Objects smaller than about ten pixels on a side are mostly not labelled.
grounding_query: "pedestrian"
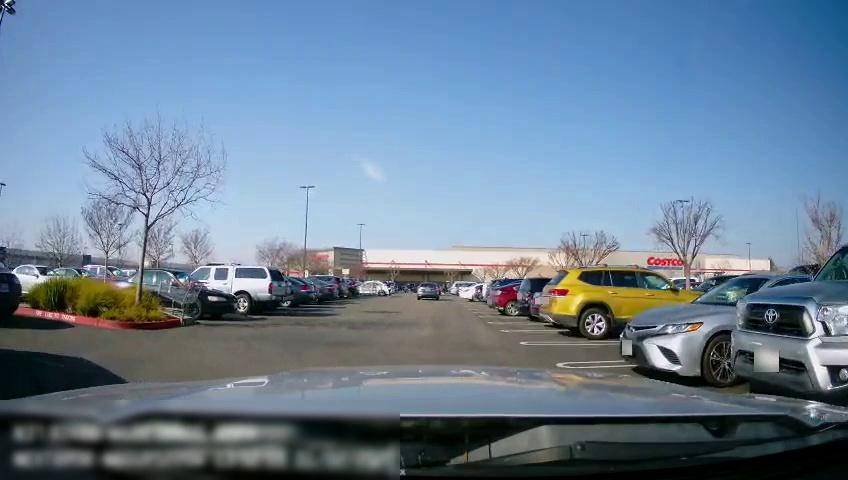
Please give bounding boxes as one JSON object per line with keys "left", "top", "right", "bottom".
{"left": 349, "top": 278, "right": 358, "bottom": 298}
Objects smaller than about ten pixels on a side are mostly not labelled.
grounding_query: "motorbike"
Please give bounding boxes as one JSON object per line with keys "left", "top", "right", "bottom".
{"left": 470, "top": 285, "right": 490, "bottom": 305}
